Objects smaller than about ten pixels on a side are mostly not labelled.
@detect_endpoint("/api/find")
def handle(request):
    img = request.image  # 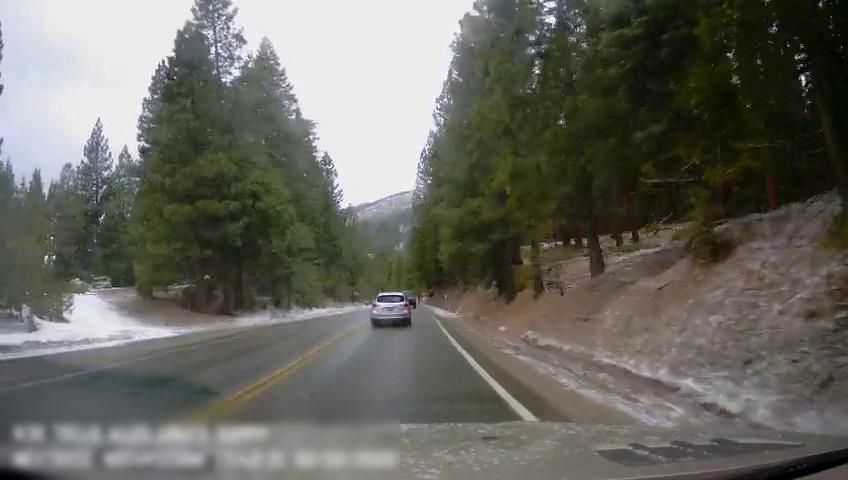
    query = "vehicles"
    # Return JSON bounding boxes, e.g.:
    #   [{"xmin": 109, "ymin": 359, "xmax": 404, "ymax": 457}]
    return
[
  {"xmin": 371, "ymin": 292, "xmax": 411, "ymax": 328},
  {"xmin": 403, "ymin": 293, "xmax": 417, "ymax": 308}
]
